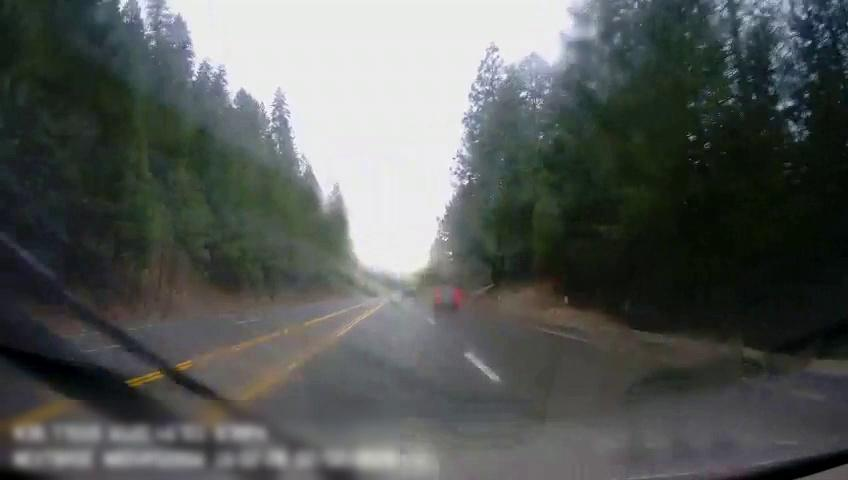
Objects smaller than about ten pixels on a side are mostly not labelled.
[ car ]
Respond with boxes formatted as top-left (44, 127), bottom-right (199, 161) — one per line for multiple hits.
top-left (433, 286), bottom-right (463, 313)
